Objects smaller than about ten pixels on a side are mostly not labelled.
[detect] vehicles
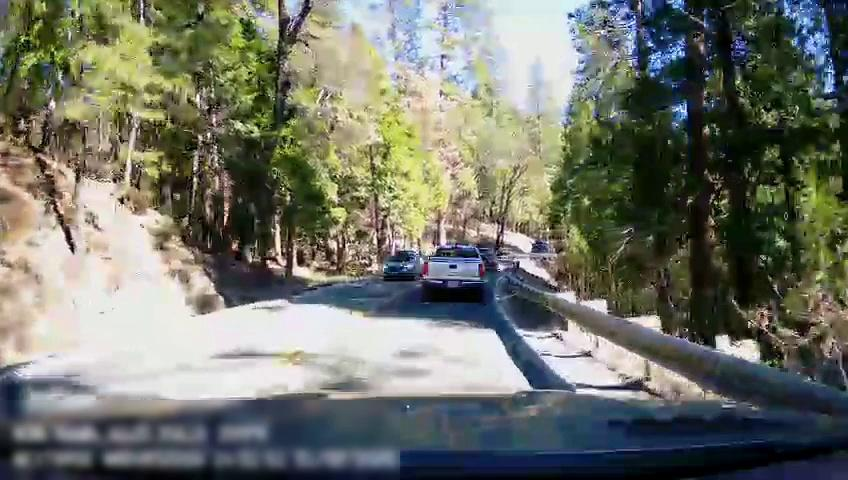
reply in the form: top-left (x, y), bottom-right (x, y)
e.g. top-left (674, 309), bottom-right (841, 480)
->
top-left (423, 244), bottom-right (486, 300)
top-left (381, 250), bottom-right (425, 281)
top-left (480, 251), bottom-right (499, 269)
